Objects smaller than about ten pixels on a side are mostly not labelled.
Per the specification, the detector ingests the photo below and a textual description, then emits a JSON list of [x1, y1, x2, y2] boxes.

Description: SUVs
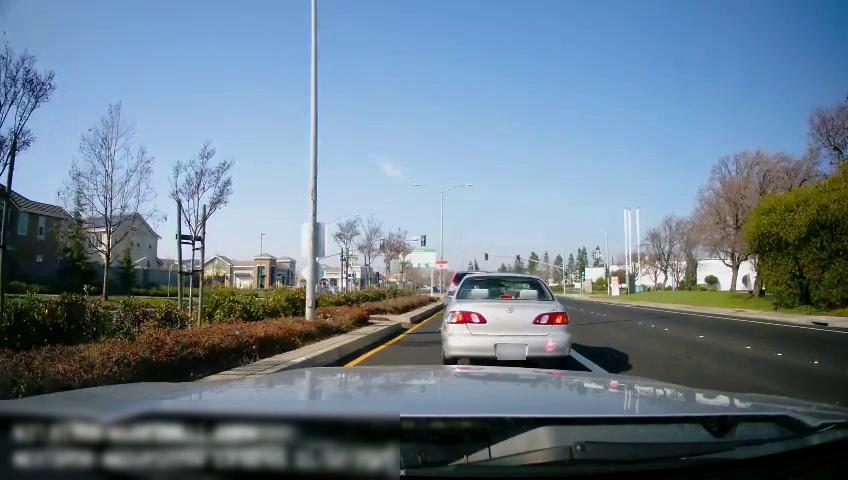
[[451, 273, 467, 288]]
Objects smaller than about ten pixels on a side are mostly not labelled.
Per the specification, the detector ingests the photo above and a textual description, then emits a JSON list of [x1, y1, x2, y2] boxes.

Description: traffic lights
[[420, 234, 426, 247], [379, 238, 385, 250]]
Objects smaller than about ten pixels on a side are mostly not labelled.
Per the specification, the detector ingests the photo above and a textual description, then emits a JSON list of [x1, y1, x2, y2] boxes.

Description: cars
[[440, 274, 570, 366]]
